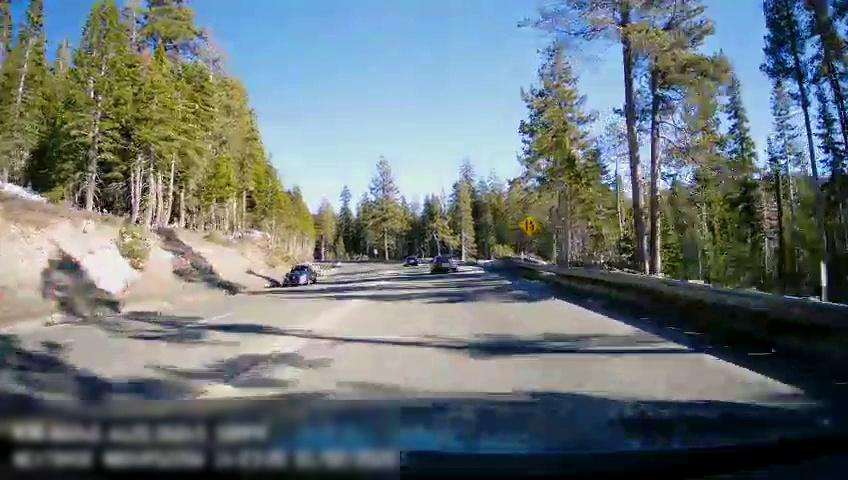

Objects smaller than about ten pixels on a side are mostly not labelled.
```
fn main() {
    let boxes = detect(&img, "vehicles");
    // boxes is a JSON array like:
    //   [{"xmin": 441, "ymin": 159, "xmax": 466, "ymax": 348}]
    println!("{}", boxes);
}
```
[
  {"xmin": 404, "ymin": 255, "xmax": 419, "ymax": 267},
  {"xmin": 430, "ymin": 253, "xmax": 458, "ymax": 274},
  {"xmin": 332, "ymin": 260, "xmax": 345, "ymax": 268},
  {"xmin": 282, "ymin": 264, "xmax": 318, "ymax": 287}
]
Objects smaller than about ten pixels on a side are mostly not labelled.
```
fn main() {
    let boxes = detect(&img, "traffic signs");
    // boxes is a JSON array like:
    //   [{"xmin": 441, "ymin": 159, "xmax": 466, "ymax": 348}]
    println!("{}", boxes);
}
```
[{"xmin": 518, "ymin": 214, "xmax": 542, "ymax": 238}]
